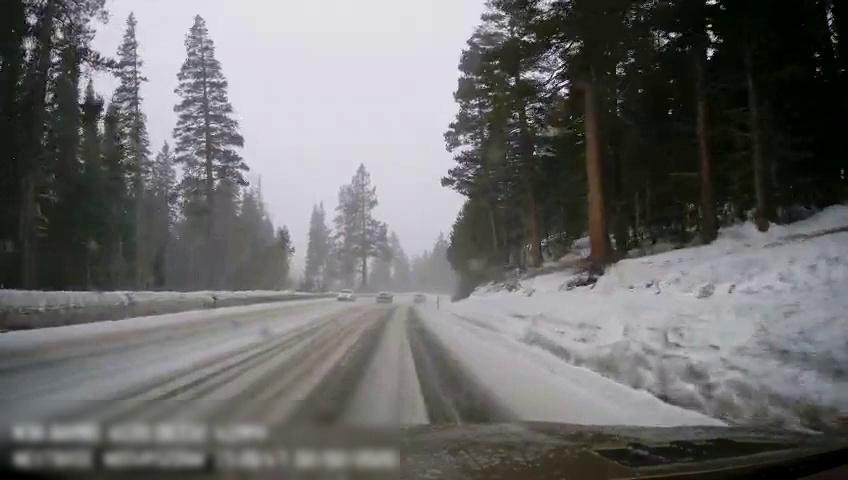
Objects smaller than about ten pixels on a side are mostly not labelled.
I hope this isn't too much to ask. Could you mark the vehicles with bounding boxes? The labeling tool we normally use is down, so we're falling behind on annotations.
[336,288,356,302]
[376,291,394,304]
[413,293,426,303]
